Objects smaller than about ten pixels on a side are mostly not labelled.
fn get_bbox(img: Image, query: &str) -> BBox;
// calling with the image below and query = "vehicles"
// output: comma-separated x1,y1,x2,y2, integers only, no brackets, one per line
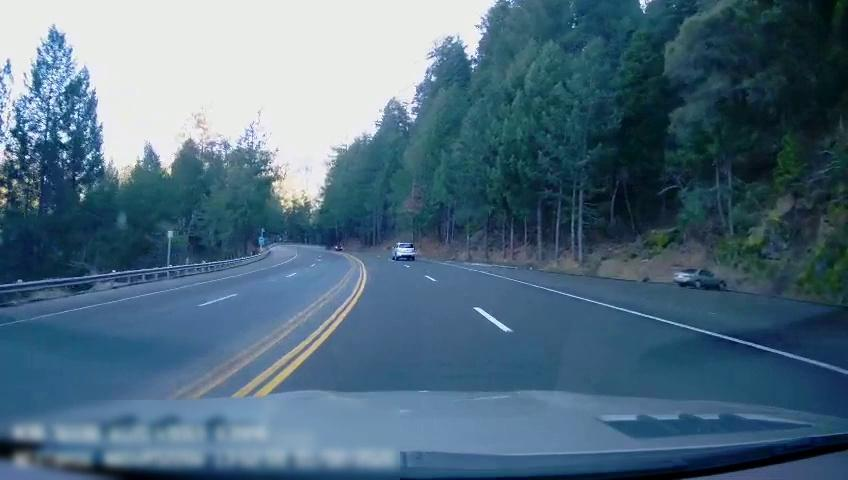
392,242,417,262
333,243,344,252
672,267,729,292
